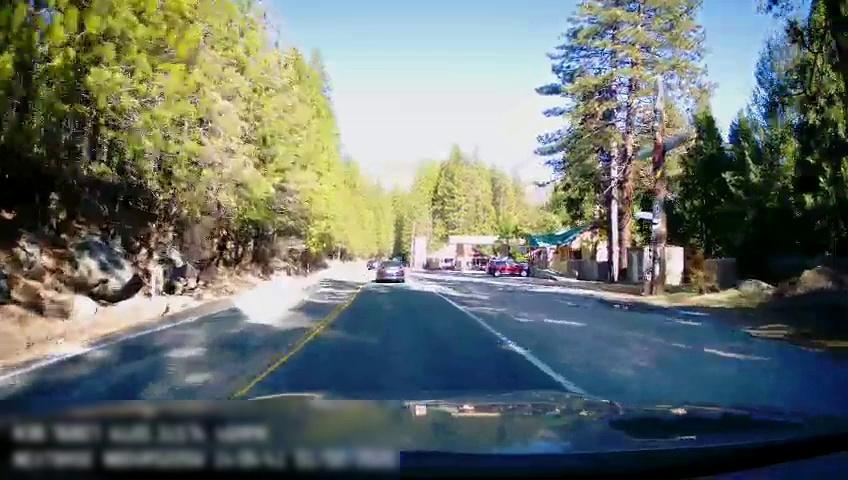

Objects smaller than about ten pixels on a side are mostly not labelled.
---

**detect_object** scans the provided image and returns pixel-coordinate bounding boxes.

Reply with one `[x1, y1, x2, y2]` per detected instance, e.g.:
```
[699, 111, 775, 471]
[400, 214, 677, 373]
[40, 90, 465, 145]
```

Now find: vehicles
[375, 259, 406, 283]
[367, 260, 380, 271]
[487, 258, 530, 278]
